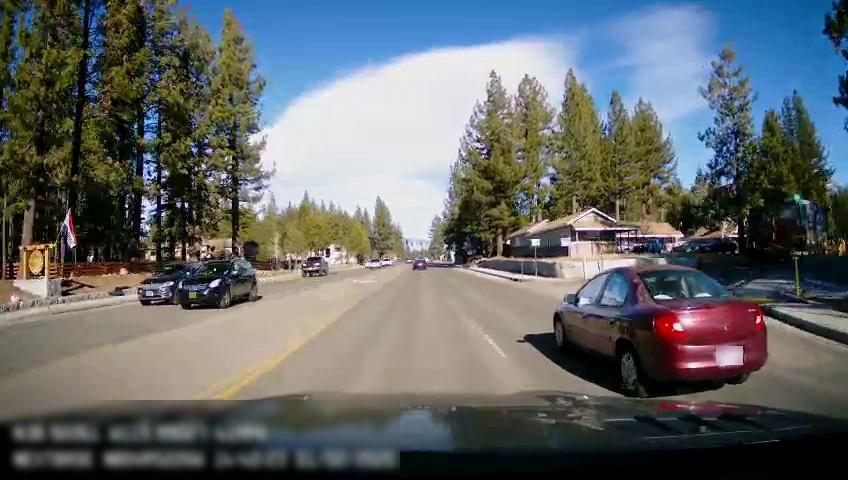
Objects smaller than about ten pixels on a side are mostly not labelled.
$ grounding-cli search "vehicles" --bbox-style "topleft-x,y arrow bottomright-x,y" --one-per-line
551,265 -> 768,393
178,259 -> 258,311
367,259 -> 381,269
382,258 -> 393,267
414,258 -> 428,270
301,256 -> 328,277
138,264 -> 194,307
696,239 -> 744,256
633,238 -> 667,254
